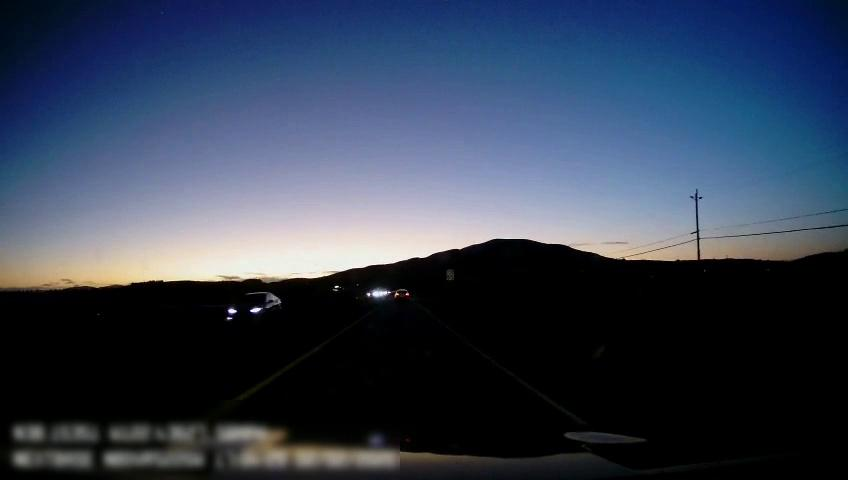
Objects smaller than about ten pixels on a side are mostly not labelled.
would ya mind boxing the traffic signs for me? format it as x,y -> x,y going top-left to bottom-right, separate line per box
446,268 -> 455,281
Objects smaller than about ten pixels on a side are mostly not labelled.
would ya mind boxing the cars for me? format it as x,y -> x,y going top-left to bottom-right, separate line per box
226,291 -> 283,322
394,289 -> 410,303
